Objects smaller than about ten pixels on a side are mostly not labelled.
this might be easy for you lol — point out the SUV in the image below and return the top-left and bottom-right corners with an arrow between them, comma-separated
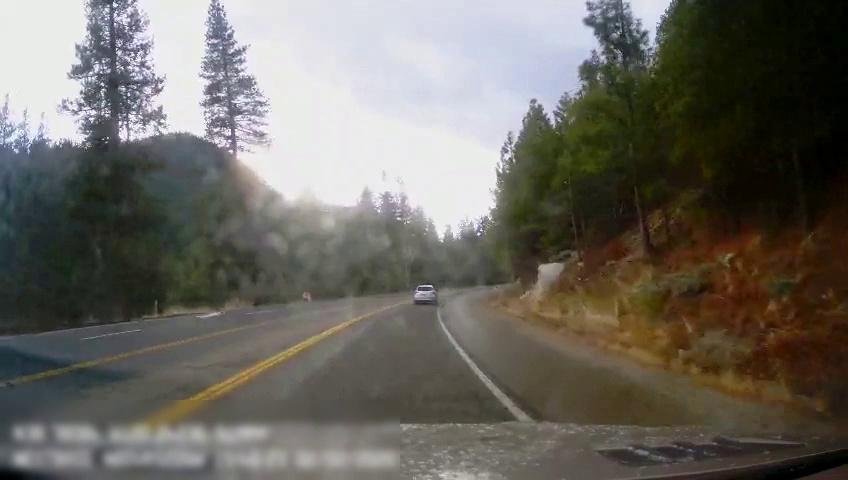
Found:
413,285 -> 437,304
